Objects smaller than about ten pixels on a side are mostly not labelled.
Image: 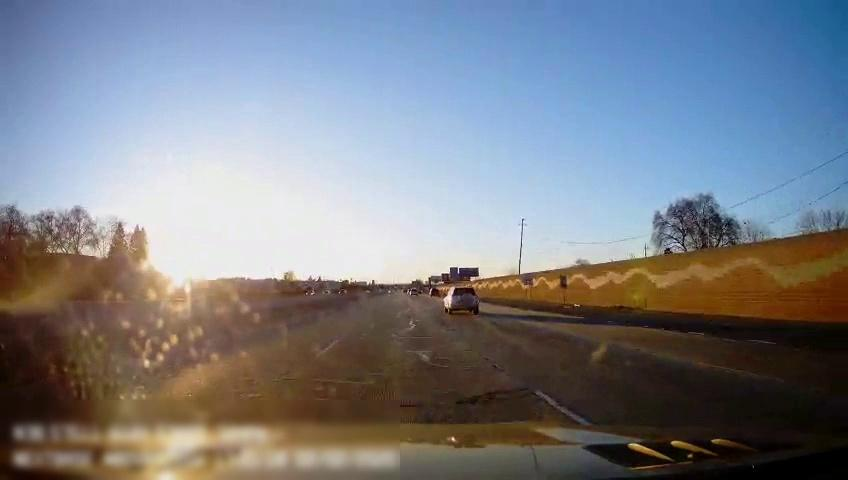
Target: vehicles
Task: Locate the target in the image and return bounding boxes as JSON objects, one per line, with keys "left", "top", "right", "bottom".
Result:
{"left": 442, "top": 287, "right": 479, "bottom": 315}
{"left": 430, "top": 289, "right": 440, "bottom": 298}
